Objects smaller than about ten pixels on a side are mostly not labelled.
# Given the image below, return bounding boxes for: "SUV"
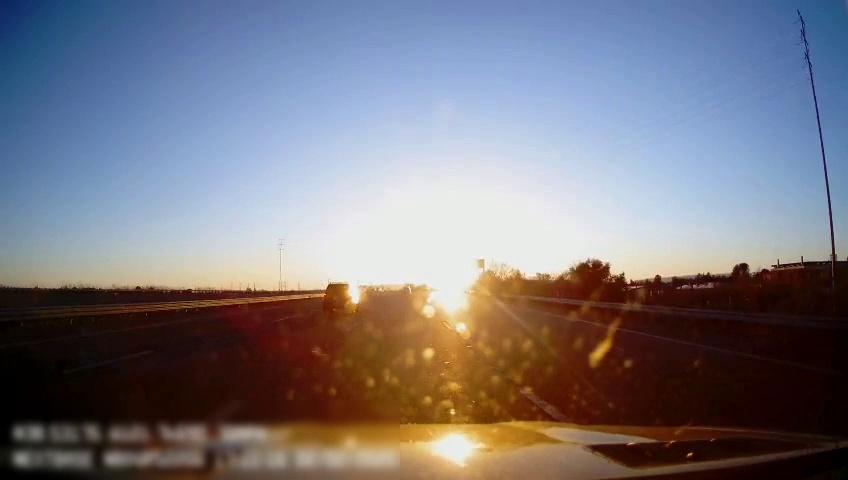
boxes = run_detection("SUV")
[322,283,360,314]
